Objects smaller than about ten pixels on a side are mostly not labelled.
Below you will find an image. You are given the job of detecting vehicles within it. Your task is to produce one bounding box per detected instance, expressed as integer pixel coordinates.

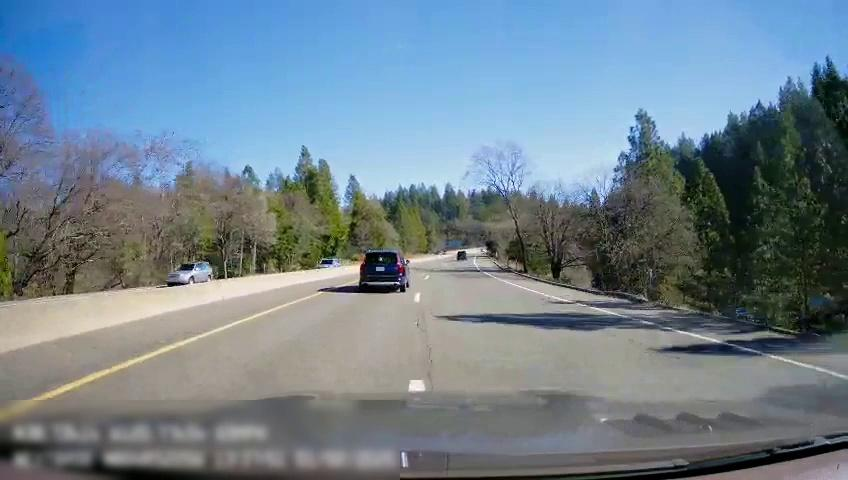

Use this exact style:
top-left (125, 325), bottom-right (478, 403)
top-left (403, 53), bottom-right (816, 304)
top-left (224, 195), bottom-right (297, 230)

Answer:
top-left (165, 261), bottom-right (214, 289)
top-left (456, 251), bottom-right (467, 260)
top-left (358, 249), bottom-right (410, 292)
top-left (315, 258), bottom-right (344, 272)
